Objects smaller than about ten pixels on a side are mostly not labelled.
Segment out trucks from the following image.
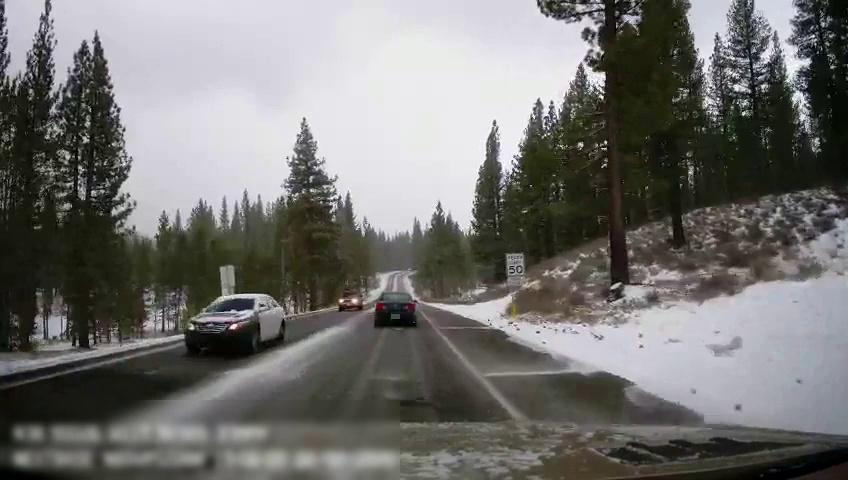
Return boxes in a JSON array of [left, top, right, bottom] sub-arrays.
[[338, 292, 364, 313]]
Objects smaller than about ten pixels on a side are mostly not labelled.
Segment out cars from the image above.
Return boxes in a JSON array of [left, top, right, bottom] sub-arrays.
[[374, 293, 418, 326], [183, 292, 287, 356]]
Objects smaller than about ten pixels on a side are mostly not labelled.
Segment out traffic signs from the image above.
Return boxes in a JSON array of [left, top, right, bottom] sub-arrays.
[[505, 253, 526, 276], [506, 276, 526, 288]]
